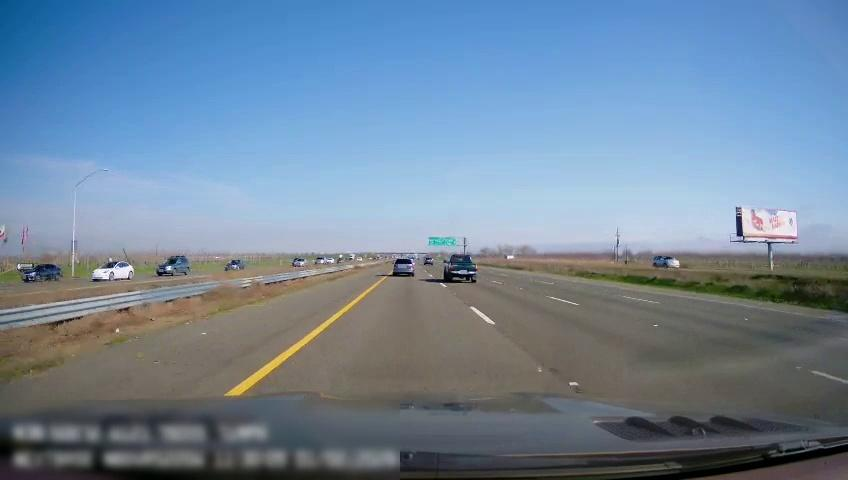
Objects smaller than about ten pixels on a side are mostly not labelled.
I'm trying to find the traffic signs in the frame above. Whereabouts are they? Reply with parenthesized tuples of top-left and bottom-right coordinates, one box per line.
(425, 237, 457, 248)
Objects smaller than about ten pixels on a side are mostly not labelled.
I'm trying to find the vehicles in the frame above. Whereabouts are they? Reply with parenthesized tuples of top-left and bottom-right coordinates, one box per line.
(156, 257, 193, 277)
(21, 264, 64, 283)
(441, 253, 481, 283)
(224, 259, 246, 272)
(294, 258, 309, 267)
(92, 261, 135, 282)
(392, 257, 415, 277)
(315, 257, 327, 265)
